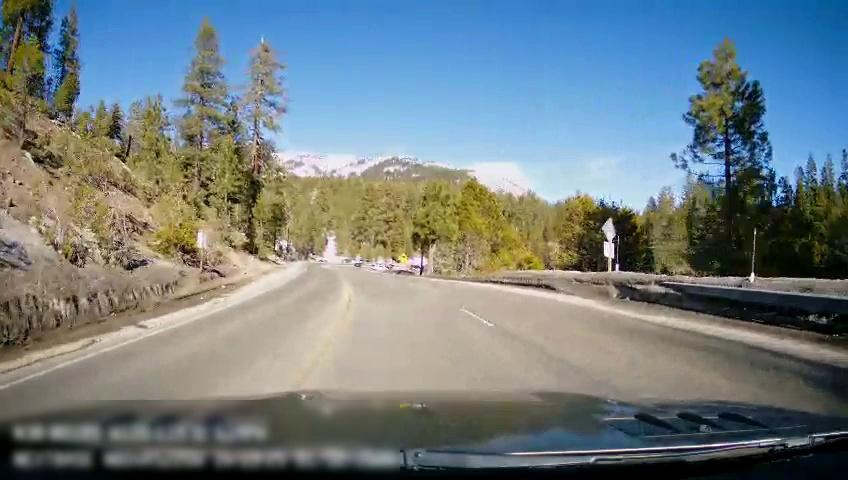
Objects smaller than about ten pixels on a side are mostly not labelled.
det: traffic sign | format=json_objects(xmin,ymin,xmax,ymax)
[{"xmin": 399, "ymin": 252, "xmax": 409, "ymax": 264}]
